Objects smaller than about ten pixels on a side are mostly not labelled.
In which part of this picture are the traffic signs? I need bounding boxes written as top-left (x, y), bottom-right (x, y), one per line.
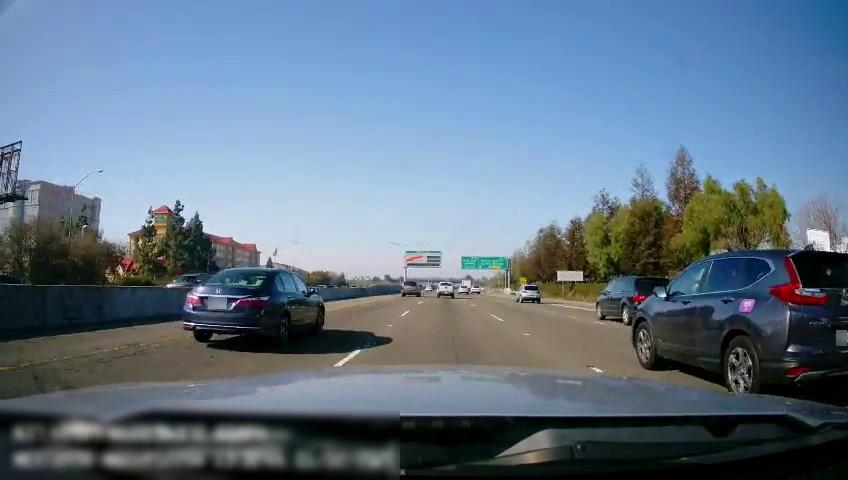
top-left (478, 256), bottom-right (508, 270)
top-left (460, 256), bottom-right (477, 270)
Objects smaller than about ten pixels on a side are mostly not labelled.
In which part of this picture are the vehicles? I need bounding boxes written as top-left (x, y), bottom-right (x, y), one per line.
top-left (471, 285), bottom-right (481, 294)
top-left (458, 284), bottom-right (470, 294)
top-left (515, 284), bottom-right (541, 304)
top-left (462, 279), bottom-right (472, 285)
top-left (165, 273), bottom-right (209, 287)
top-left (400, 280), bottom-right (422, 298)
top-left (631, 250), bottom-right (848, 395)
top-left (182, 266), bottom-right (327, 352)
top-left (436, 281), bottom-right (455, 299)
top-left (595, 276), bottom-right (671, 327)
